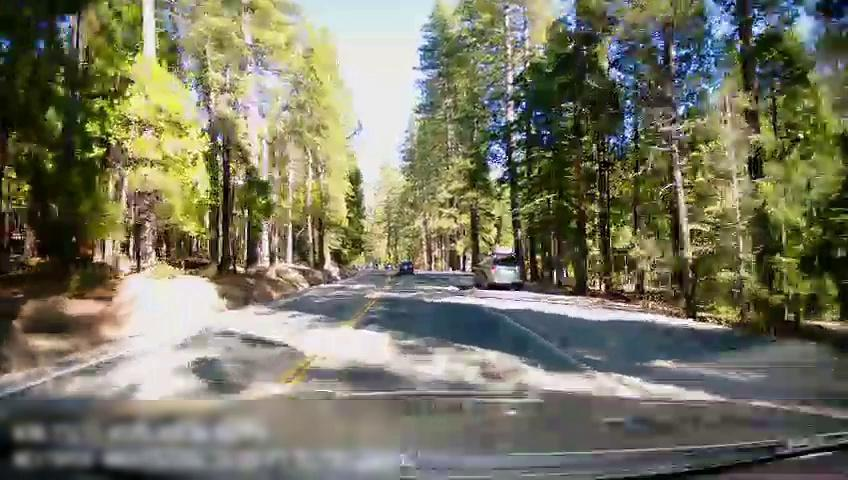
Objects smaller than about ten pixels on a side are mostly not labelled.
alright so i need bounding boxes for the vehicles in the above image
[398,260,415,274]
[473,246,524,291]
